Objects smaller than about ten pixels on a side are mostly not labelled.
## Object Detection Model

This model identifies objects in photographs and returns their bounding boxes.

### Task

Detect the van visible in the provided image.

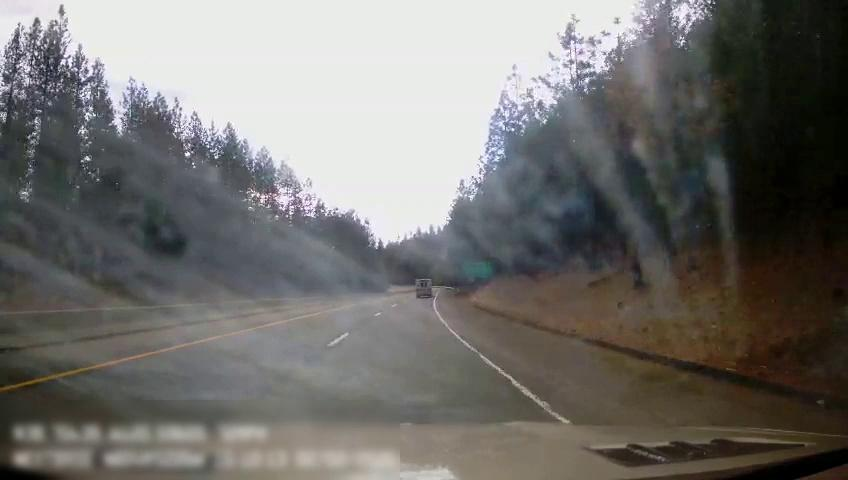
[415,279,433,299]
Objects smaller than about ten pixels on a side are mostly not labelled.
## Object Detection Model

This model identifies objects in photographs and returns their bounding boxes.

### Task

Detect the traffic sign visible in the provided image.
[463,262,493,279]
